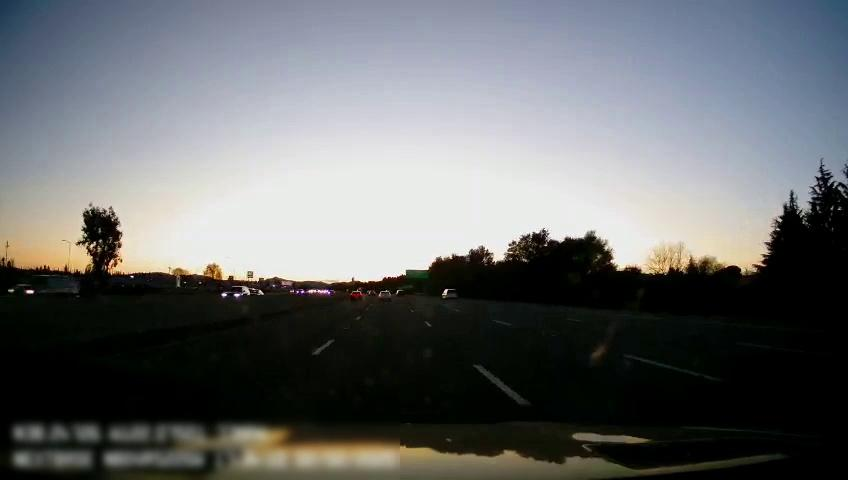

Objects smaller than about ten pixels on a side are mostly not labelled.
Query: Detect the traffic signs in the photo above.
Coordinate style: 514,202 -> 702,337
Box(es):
406,270 -> 429,279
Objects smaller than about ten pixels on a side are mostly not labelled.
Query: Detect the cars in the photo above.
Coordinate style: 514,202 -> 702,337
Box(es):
378,290 -> 391,301
350,290 -> 363,300
249,289 -> 265,298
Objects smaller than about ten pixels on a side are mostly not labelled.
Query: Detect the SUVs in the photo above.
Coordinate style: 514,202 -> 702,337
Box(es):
441,289 -> 458,300
220,285 -> 251,299
7,275 -> 80,299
